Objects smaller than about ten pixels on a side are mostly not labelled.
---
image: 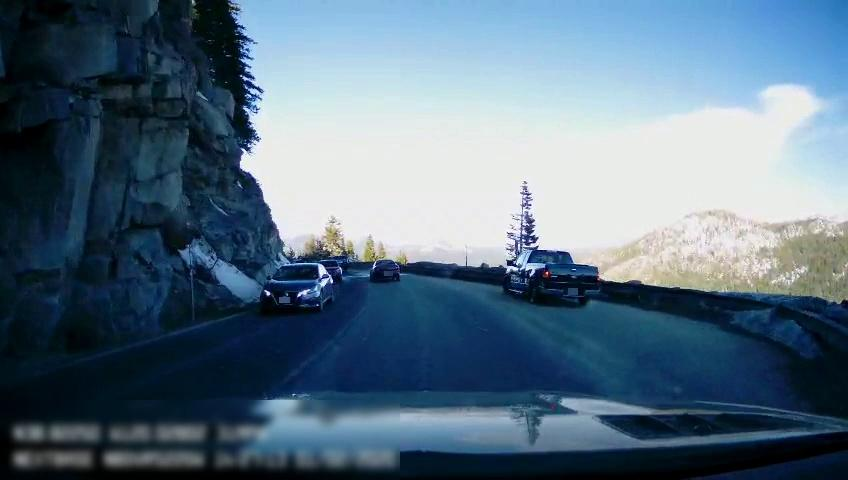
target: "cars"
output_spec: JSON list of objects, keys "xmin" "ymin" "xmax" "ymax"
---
[
  {"xmin": 260, "ymin": 263, "xmax": 336, "ymax": 316},
  {"xmin": 369, "ymin": 258, "xmax": 399, "ymax": 281},
  {"xmin": 321, "ymin": 260, "xmax": 343, "ymax": 280}
]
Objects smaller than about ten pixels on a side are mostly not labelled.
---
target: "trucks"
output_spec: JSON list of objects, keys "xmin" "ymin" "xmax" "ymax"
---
[{"xmin": 504, "ymin": 248, "xmax": 599, "ymax": 305}]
